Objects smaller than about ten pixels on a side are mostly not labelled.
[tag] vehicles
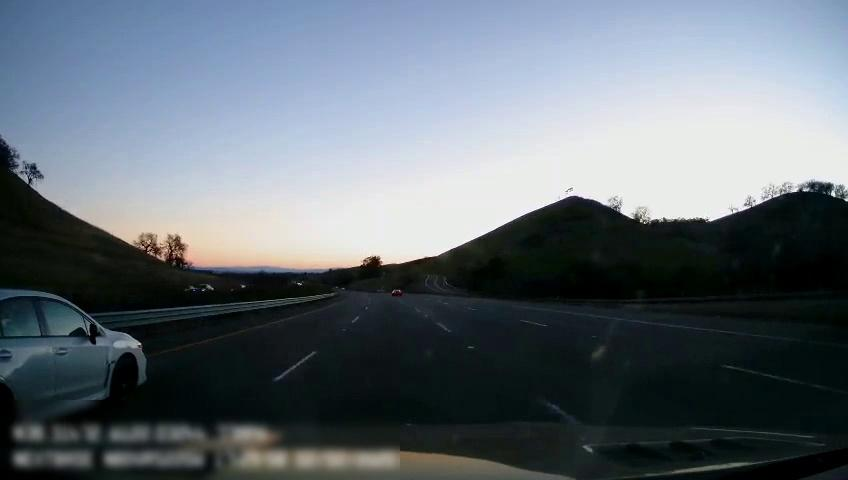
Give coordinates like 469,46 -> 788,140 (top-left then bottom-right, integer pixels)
0,288 -> 150,443
391,289 -> 403,297
192,283 -> 215,295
